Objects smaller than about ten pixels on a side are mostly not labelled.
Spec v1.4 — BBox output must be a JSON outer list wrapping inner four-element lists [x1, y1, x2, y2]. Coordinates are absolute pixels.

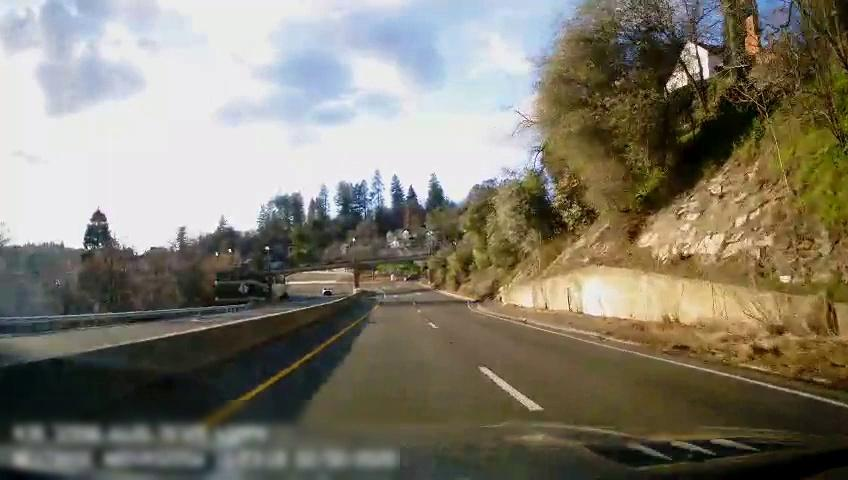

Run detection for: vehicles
[[321, 287, 332, 296], [403, 275, 418, 282]]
